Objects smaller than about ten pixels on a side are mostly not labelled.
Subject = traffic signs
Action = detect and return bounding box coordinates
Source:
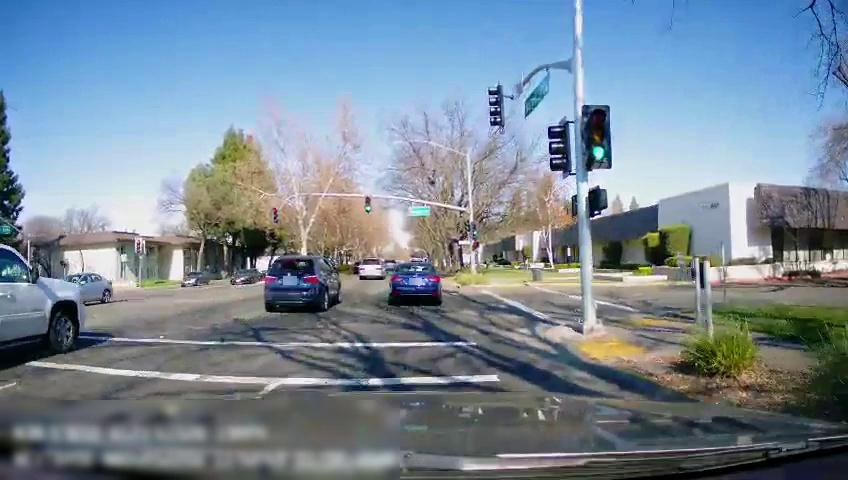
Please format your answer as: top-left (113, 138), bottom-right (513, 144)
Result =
top-left (524, 79), bottom-right (550, 121)
top-left (458, 239), bottom-right (473, 245)
top-left (0, 224), bottom-right (11, 234)
top-left (408, 207), bottom-right (431, 216)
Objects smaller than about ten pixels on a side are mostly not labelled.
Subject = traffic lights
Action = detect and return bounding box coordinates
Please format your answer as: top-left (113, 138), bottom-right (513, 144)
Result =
top-left (364, 195), bottom-right (373, 214)
top-left (472, 224), bottom-right (478, 241)
top-left (488, 83), bottom-right (505, 131)
top-left (272, 207), bottom-right (280, 223)
top-left (462, 223), bottom-right (470, 234)
top-left (581, 104), bottom-right (614, 170)
top-left (571, 185), bottom-right (609, 220)
top-left (545, 119), bottom-right (577, 176)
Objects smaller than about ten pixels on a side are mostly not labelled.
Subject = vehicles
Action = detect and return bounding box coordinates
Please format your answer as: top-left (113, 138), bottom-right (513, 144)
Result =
top-left (358, 259), bottom-right (386, 281)
top-left (263, 255), bottom-right (345, 314)
top-left (179, 271), bottom-right (211, 289)
top-left (390, 261), bottom-right (444, 306)
top-left (56, 272), bottom-right (115, 305)
top-left (383, 261), bottom-right (396, 271)
top-left (321, 256), bottom-right (338, 273)
top-left (0, 243), bottom-right (85, 355)
top-left (231, 269), bottom-right (264, 286)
